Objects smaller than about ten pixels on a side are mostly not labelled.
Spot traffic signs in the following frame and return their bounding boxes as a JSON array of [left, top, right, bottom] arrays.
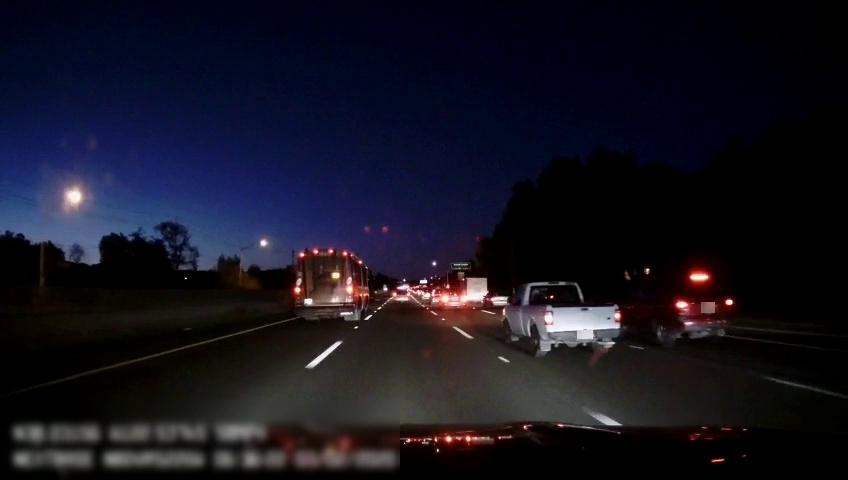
[[452, 262, 471, 270]]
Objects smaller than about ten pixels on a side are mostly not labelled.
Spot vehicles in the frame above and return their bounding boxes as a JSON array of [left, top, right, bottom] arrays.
[[456, 278, 488, 306], [484, 292, 509, 309], [605, 275, 734, 349], [501, 281, 622, 359], [429, 294, 443, 304], [290, 246, 370, 322], [392, 285, 412, 302], [421, 290, 434, 301]]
